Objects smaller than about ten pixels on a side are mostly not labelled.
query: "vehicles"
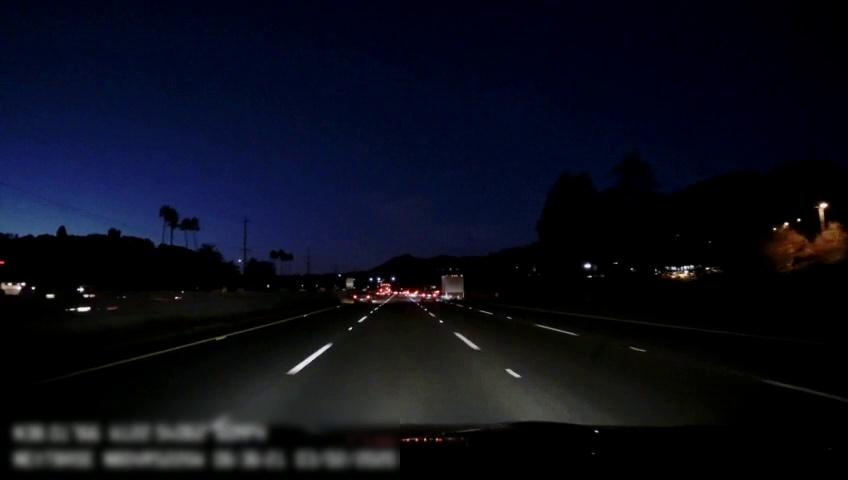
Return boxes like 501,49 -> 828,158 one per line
376,287 -> 390,298
396,287 -> 410,299
63,297 -> 120,320
421,289 -> 436,301
352,289 -> 372,305
439,275 -> 464,302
